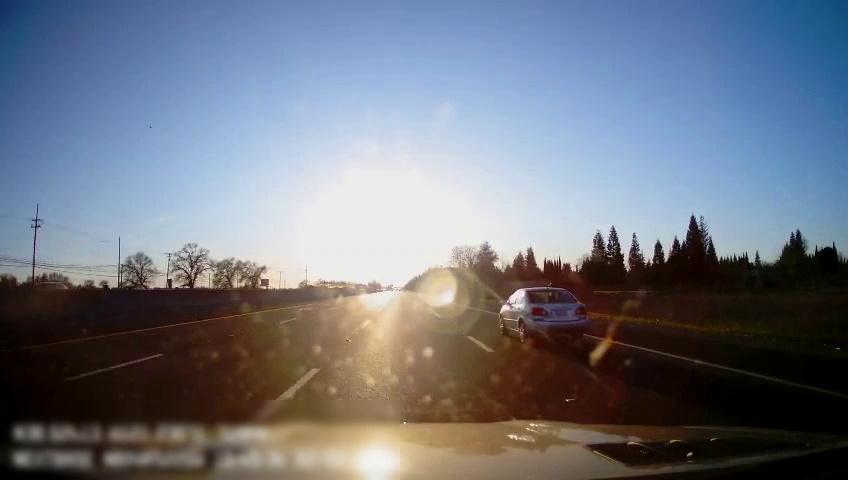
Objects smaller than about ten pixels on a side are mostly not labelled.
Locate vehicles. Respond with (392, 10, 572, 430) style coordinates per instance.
(499, 287, 590, 345)
(21, 282, 70, 293)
